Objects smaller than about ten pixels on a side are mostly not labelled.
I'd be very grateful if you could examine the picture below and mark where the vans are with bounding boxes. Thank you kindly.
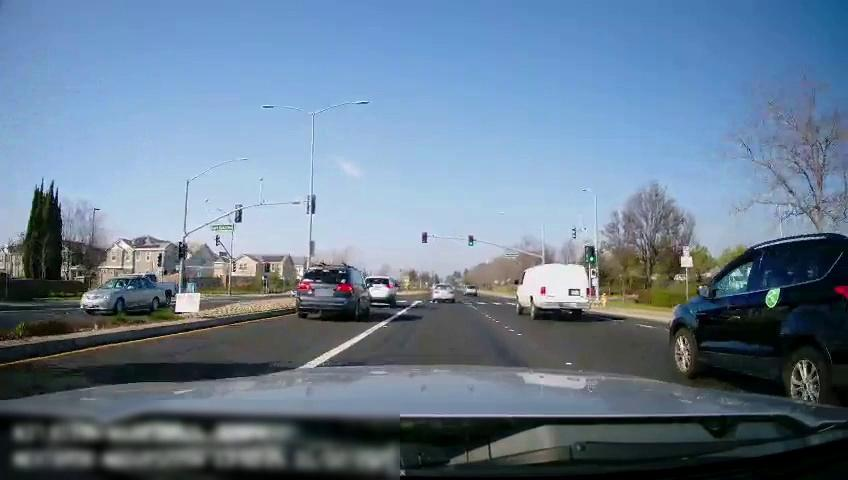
[513,262,591,321]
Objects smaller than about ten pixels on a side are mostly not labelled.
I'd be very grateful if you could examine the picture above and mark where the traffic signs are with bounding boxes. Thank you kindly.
[682,245,690,256]
[680,255,694,268]
[210,224,234,231]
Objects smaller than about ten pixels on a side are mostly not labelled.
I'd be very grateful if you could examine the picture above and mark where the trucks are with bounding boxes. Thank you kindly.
[119,271,176,309]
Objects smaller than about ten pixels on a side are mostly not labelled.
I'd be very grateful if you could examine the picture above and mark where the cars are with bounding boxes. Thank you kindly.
[430,282,456,304]
[78,276,166,316]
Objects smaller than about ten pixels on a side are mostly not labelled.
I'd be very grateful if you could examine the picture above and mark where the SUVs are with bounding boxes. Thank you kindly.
[295,261,374,321]
[463,284,479,297]
[667,232,848,410]
[363,275,397,307]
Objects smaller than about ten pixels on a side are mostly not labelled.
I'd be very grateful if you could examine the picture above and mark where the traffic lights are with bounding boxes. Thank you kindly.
[232,259,237,273]
[420,231,428,244]
[467,233,475,247]
[156,252,163,268]
[304,192,316,215]
[263,262,271,274]
[176,240,185,260]
[583,245,592,265]
[233,203,244,223]
[215,234,220,247]
[181,243,189,260]
[587,244,596,264]
[570,224,578,240]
